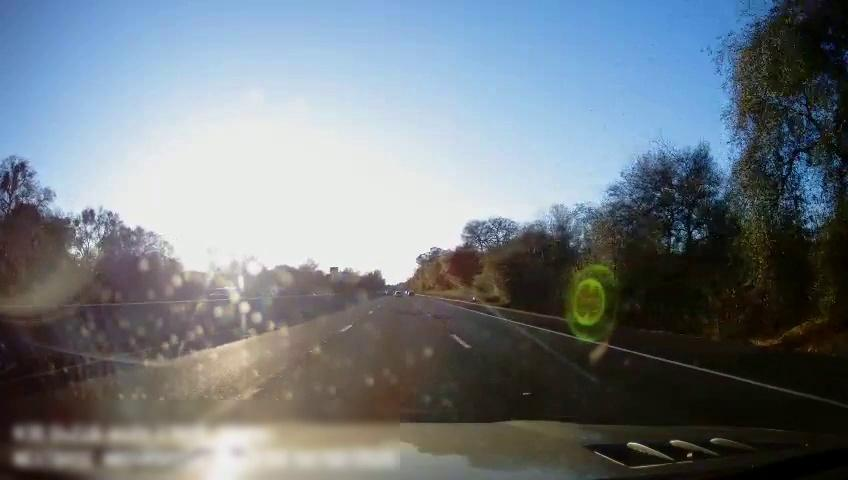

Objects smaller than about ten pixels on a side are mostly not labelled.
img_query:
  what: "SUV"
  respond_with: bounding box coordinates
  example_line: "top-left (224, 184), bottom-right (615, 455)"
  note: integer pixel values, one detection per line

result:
top-left (207, 287), bottom-right (237, 300)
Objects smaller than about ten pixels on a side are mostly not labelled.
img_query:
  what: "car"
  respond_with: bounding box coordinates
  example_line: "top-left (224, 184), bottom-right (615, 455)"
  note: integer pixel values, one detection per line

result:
top-left (395, 290), bottom-right (404, 297)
